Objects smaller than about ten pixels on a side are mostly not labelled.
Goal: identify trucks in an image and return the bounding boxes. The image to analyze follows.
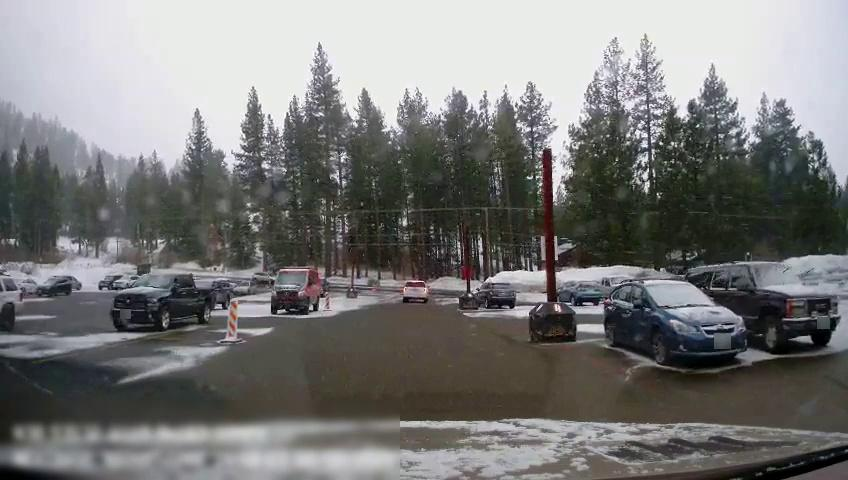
[107,272,216,331]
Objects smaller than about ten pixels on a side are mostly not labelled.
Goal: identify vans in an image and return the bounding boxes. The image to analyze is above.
[269,267,321,315]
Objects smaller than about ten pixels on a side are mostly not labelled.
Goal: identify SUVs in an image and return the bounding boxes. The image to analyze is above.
[685,260,843,353]
[472,281,516,310]
[194,279,233,311]
[0,274,24,331]
[402,280,429,304]
[558,281,602,307]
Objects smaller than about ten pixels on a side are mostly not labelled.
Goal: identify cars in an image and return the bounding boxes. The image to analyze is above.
[97,274,121,290]
[602,280,748,365]
[34,274,84,298]
[112,273,136,289]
